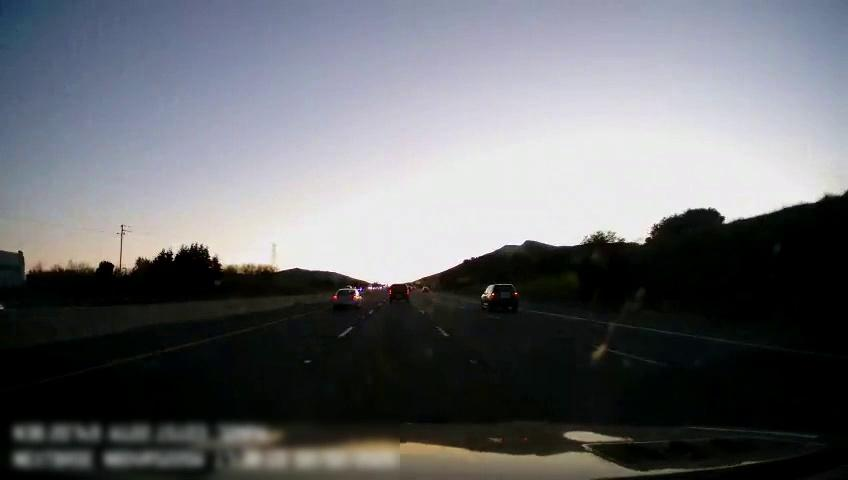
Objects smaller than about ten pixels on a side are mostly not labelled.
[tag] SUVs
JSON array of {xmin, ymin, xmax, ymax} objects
[
  {"xmin": 389, "ymin": 283, "xmax": 410, "ymax": 303},
  {"xmin": 480, "ymin": 284, "xmax": 519, "ymax": 312}
]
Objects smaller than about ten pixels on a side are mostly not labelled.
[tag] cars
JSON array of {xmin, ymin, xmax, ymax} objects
[{"xmin": 332, "ymin": 288, "xmax": 362, "ymax": 310}]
